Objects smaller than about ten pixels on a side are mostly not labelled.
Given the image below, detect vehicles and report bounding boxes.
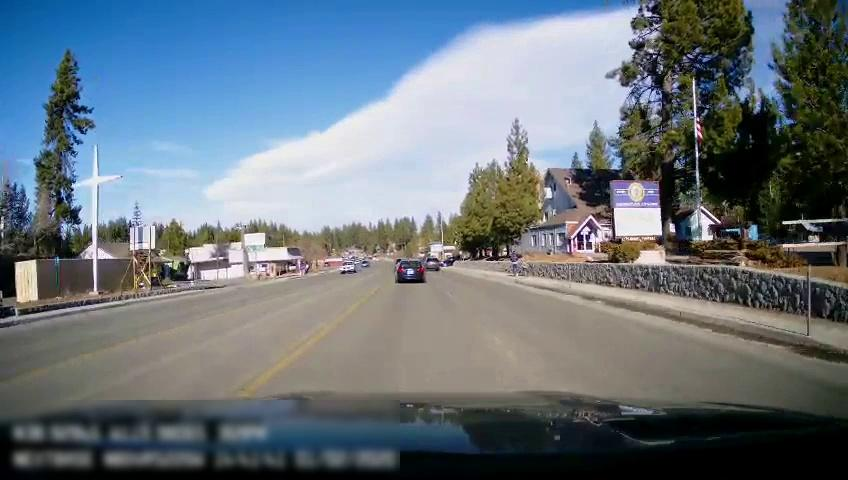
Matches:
[443,256,462,267]
[395,259,424,283]
[424,257,441,271]
[341,261,357,274]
